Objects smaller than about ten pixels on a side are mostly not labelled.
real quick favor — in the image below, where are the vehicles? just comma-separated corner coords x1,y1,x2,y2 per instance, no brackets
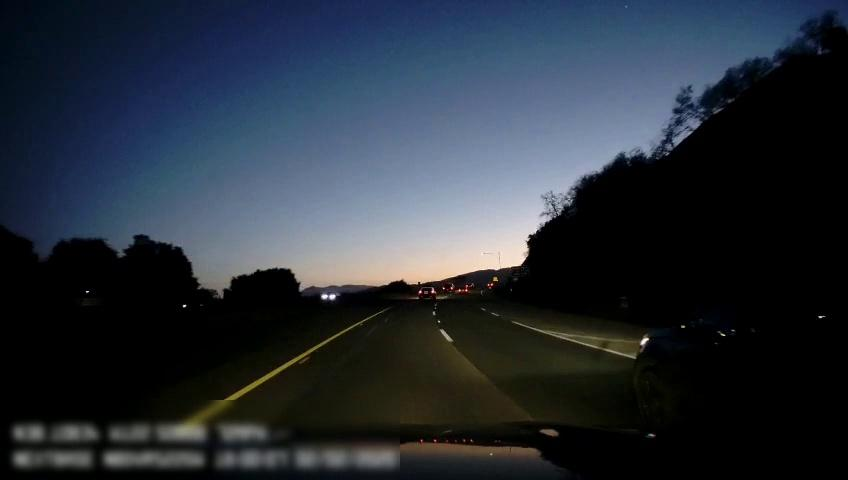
442,284,455,294
419,287,436,301
319,291,339,303
628,286,848,438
